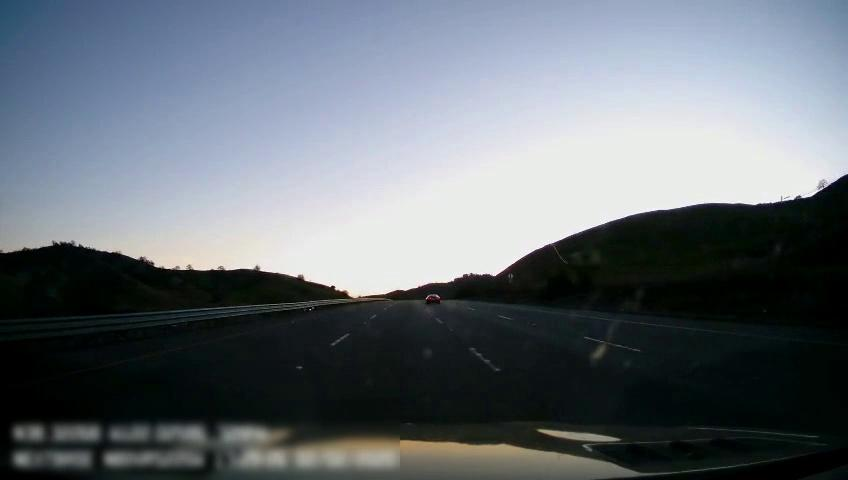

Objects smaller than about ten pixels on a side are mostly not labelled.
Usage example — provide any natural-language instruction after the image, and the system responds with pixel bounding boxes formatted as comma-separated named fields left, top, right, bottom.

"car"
left=426, top=294, right=441, bottom=305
